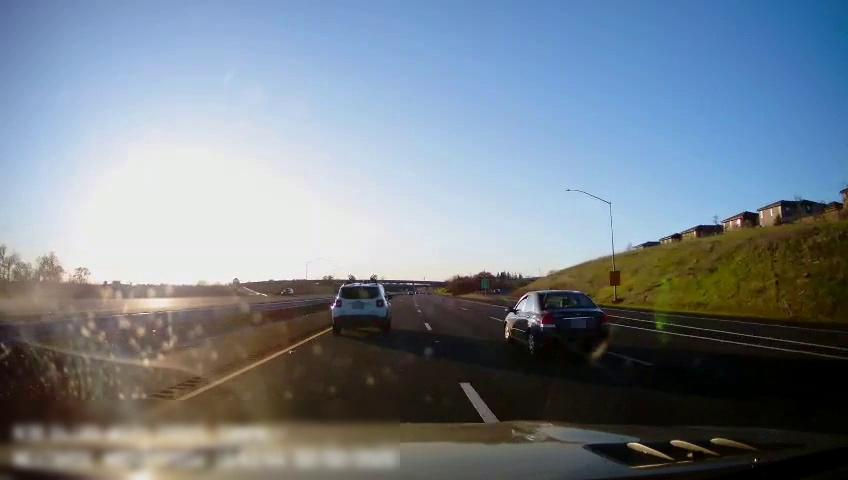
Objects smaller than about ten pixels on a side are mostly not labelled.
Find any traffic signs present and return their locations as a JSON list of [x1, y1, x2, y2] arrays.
[[479, 278, 490, 290]]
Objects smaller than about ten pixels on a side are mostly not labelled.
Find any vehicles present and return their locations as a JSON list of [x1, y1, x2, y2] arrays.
[[331, 283, 394, 337], [280, 288, 295, 297], [504, 290, 609, 359]]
